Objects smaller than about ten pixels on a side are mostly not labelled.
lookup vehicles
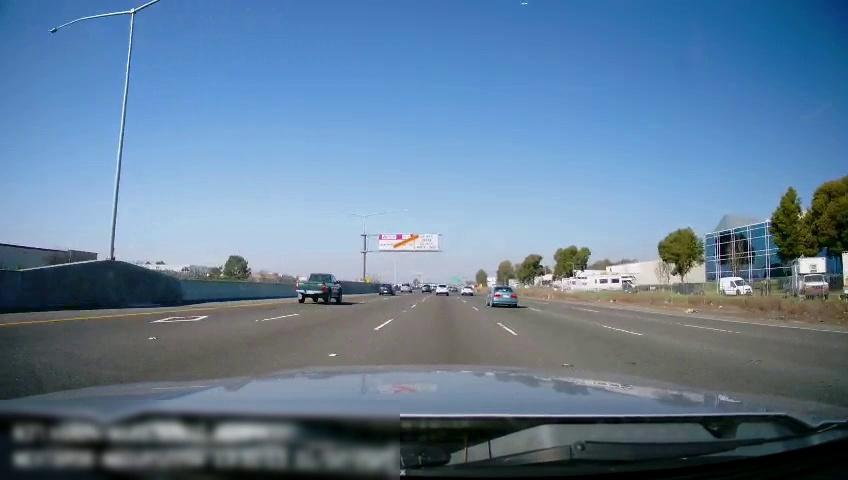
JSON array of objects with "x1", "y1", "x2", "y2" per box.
[
  {"x1": 622, "y1": 284, "x2": 639, "y2": 294},
  {"x1": 487, "y1": 281, "x2": 497, "y2": 288},
  {"x1": 839, "y1": 251, "x2": 848, "y2": 301},
  {"x1": 421, "y1": 284, "x2": 432, "y2": 293},
  {"x1": 295, "y1": 272, "x2": 343, "y2": 305},
  {"x1": 508, "y1": 278, "x2": 522, "y2": 289},
  {"x1": 460, "y1": 286, "x2": 474, "y2": 296},
  {"x1": 791, "y1": 256, "x2": 830, "y2": 301},
  {"x1": 586, "y1": 275, "x2": 636, "y2": 293},
  {"x1": 400, "y1": 283, "x2": 412, "y2": 294},
  {"x1": 485, "y1": 286, "x2": 518, "y2": 308},
  {"x1": 435, "y1": 284, "x2": 449, "y2": 296},
  {"x1": 378, "y1": 284, "x2": 395, "y2": 296},
  {"x1": 719, "y1": 276, "x2": 753, "y2": 297}
]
